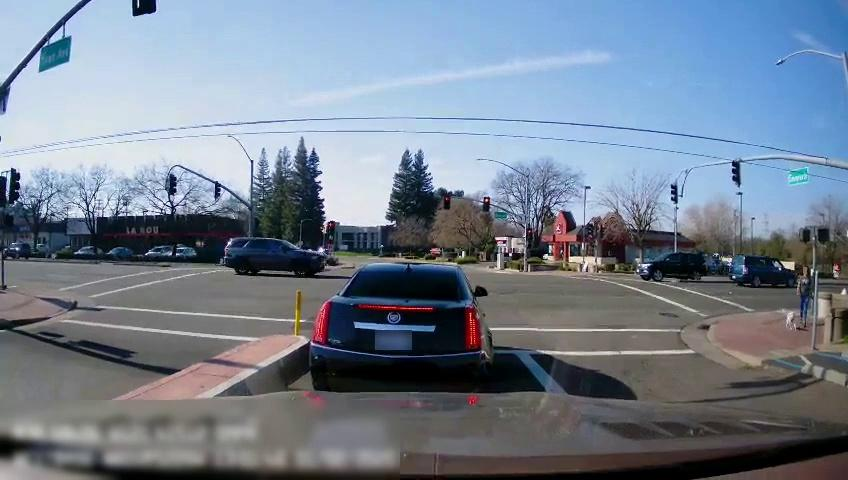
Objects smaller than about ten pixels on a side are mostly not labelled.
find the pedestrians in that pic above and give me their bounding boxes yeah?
[797,266,814,328]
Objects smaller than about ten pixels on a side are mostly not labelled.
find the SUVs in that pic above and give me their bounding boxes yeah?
[1,242,32,260]
[729,255,799,288]
[223,237,326,278]
[636,251,708,283]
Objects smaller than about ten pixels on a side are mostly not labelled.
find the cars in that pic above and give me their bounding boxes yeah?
[309,263,495,394]
[168,247,196,258]
[74,246,102,257]
[144,246,174,258]
[106,247,132,257]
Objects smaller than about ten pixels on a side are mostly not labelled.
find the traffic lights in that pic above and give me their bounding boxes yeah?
[670,182,678,203]
[816,228,831,242]
[587,223,594,237]
[131,0,157,16]
[2,216,14,229]
[526,227,533,240]
[9,168,22,205]
[798,228,812,243]
[0,175,7,208]
[442,193,451,209]
[598,223,605,238]
[214,180,222,200]
[167,174,177,197]
[731,160,742,187]
[327,221,336,237]
[483,196,490,212]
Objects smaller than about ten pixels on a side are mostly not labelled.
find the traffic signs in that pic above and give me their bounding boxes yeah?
[494,211,507,218]
[39,35,72,73]
[790,167,808,186]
